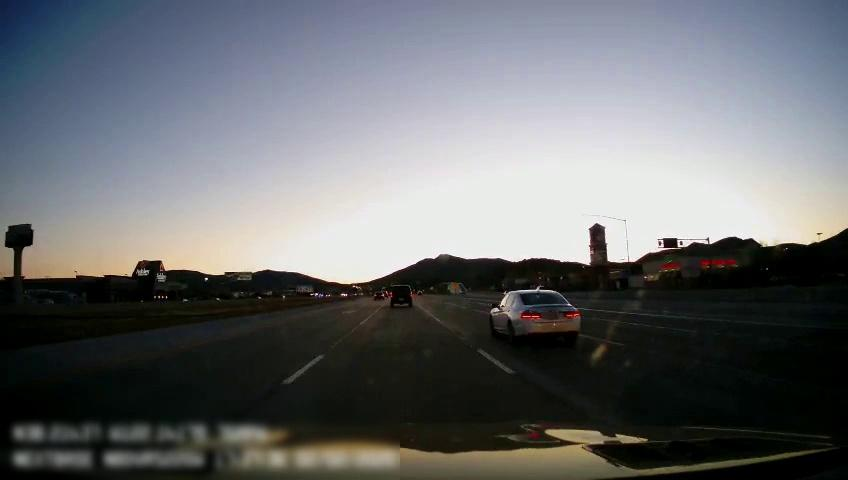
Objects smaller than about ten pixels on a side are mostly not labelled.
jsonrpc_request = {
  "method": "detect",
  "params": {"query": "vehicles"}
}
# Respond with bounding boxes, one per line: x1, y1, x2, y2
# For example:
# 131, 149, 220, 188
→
488, 289, 582, 350
389, 284, 413, 307
374, 291, 385, 301
534, 285, 556, 290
